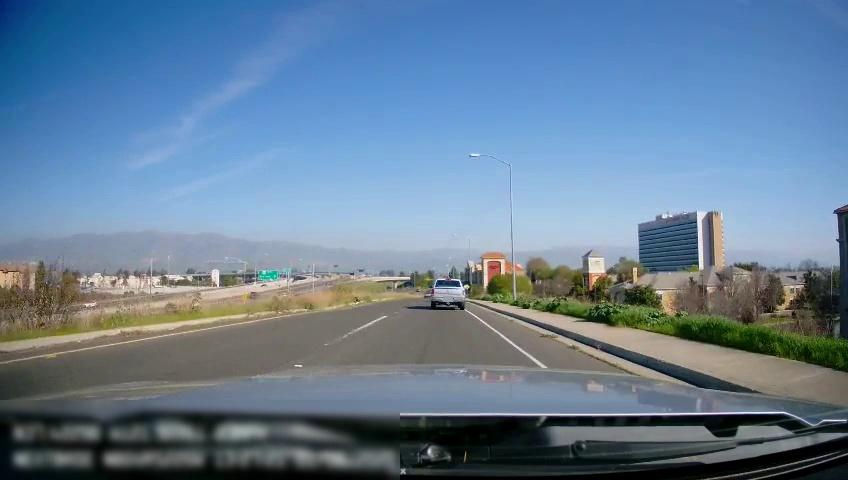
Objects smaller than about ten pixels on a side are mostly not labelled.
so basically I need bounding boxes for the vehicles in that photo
[82,300,97,308]
[428,278,470,311]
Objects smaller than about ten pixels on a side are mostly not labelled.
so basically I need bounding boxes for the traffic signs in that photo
[257,270,279,282]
